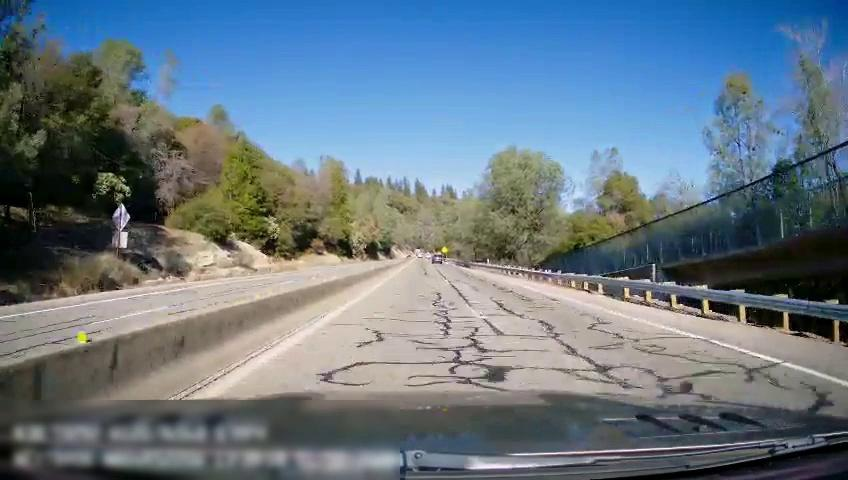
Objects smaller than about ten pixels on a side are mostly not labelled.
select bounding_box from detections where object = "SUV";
[431,253,443,264]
